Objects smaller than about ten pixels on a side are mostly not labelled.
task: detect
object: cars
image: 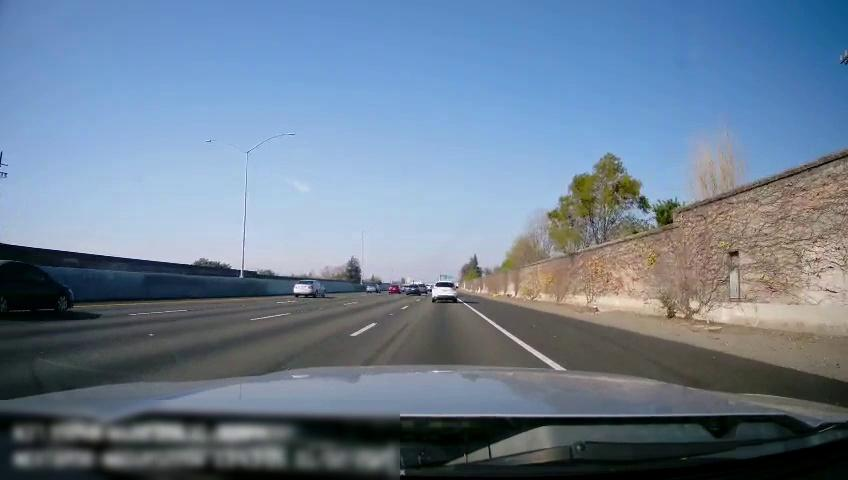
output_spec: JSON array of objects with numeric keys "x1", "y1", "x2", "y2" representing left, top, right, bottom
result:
[
  {"x1": 405, "y1": 284, "x2": 421, "y2": 296},
  {"x1": 388, "y1": 284, "x2": 402, "y2": 294},
  {"x1": 0, "y1": 259, "x2": 75, "y2": 317},
  {"x1": 293, "y1": 280, "x2": 326, "y2": 298},
  {"x1": 366, "y1": 284, "x2": 380, "y2": 293}
]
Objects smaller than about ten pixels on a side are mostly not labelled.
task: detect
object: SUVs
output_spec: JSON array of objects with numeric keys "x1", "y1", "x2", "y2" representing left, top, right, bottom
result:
[
  {"x1": 431, "y1": 280, "x2": 459, "y2": 303},
  {"x1": 417, "y1": 283, "x2": 428, "y2": 294}
]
